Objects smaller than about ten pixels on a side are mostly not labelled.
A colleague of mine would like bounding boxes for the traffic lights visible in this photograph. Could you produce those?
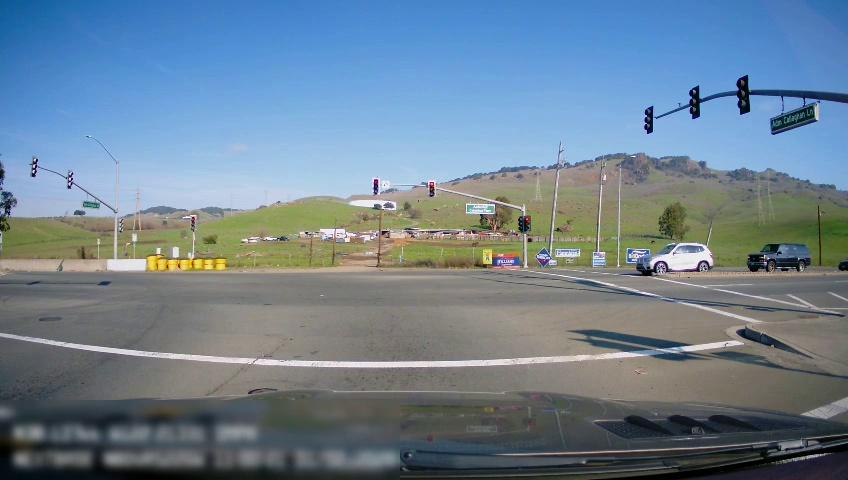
[523,214,533,232]
[117,215,125,233]
[643,104,655,135]
[189,214,198,232]
[30,156,40,178]
[735,74,751,115]
[66,168,75,190]
[371,176,382,196]
[687,84,702,120]
[426,178,437,197]
[517,215,525,232]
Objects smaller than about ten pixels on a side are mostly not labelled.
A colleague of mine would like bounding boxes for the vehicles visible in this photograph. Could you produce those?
[746,243,812,273]
[838,261,848,272]
[636,242,714,276]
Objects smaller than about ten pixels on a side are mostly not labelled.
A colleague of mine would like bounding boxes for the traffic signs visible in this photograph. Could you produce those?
[464,201,497,216]
[768,100,821,135]
[81,199,101,209]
